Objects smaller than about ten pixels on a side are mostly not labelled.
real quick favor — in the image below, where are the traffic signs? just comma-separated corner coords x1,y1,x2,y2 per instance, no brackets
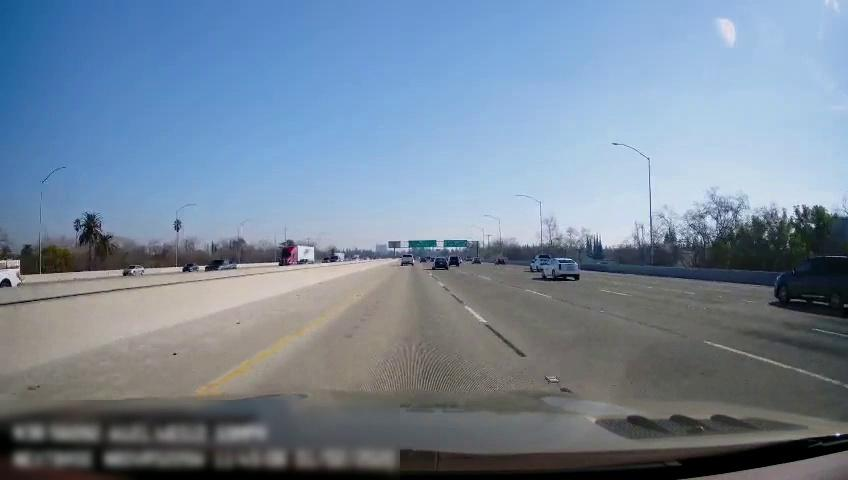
387,240,402,249
443,239,468,248
408,239,437,247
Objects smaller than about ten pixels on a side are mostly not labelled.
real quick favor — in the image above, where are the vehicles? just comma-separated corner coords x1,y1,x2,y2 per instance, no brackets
330,255,342,263
431,256,450,271
122,264,145,277
182,263,201,273
529,258,554,273
471,257,482,265
203,257,238,272
772,255,848,314
0,258,22,287
321,257,333,264
399,254,416,267
446,255,460,268
330,252,346,263
277,244,316,266
542,257,582,281
531,254,549,263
